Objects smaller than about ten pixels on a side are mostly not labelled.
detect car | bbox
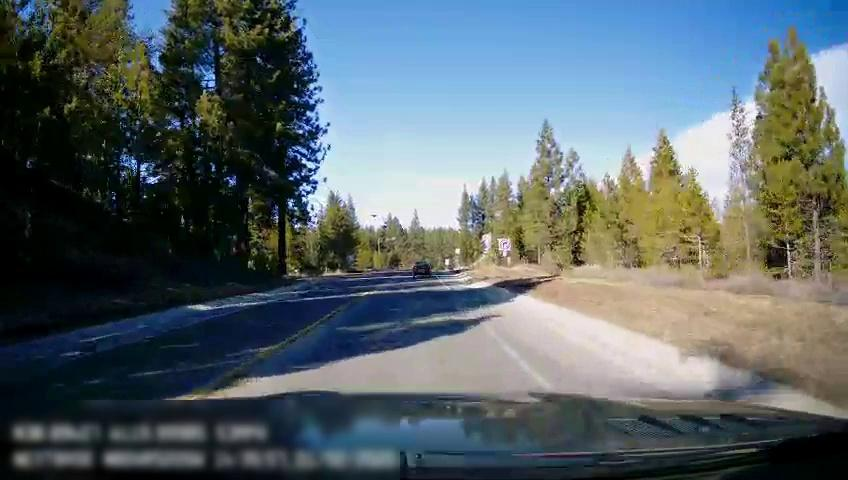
[413,261,432,277]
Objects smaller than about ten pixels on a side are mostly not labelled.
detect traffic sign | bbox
[498,238,512,251]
